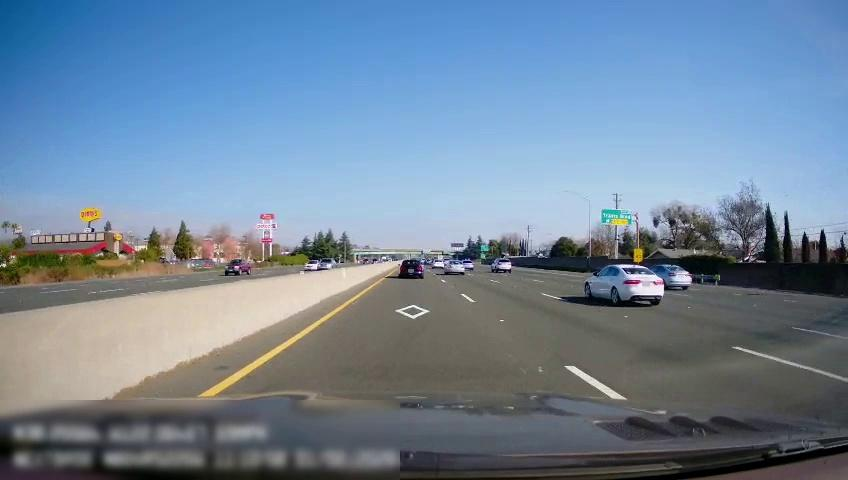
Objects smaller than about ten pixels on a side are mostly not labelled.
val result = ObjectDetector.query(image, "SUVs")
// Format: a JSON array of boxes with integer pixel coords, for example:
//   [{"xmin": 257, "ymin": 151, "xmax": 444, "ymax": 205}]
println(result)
[
  {"xmin": 462, "ymin": 258, "xmax": 473, "ymax": 271},
  {"xmin": 224, "ymin": 259, "xmax": 251, "ymax": 277},
  {"xmin": 491, "ymin": 257, "xmax": 512, "ymax": 273}
]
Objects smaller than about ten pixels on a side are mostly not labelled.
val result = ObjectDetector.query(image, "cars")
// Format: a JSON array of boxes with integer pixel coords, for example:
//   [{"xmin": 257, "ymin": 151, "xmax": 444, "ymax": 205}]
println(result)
[
  {"xmin": 317, "ymin": 257, "xmax": 337, "ymax": 271},
  {"xmin": 647, "ymin": 264, "xmax": 694, "ymax": 291},
  {"xmin": 399, "ymin": 259, "xmax": 424, "ymax": 278},
  {"xmin": 443, "ymin": 260, "xmax": 465, "ymax": 276},
  {"xmin": 584, "ymin": 264, "xmax": 665, "ymax": 307},
  {"xmin": 431, "ymin": 258, "xmax": 445, "ymax": 269},
  {"xmin": 303, "ymin": 259, "xmax": 320, "ymax": 272}
]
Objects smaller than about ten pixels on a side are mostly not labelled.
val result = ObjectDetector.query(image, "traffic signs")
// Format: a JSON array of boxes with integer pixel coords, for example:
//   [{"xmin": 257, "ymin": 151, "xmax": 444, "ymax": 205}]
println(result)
[{"xmin": 600, "ymin": 208, "xmax": 634, "ymax": 225}]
